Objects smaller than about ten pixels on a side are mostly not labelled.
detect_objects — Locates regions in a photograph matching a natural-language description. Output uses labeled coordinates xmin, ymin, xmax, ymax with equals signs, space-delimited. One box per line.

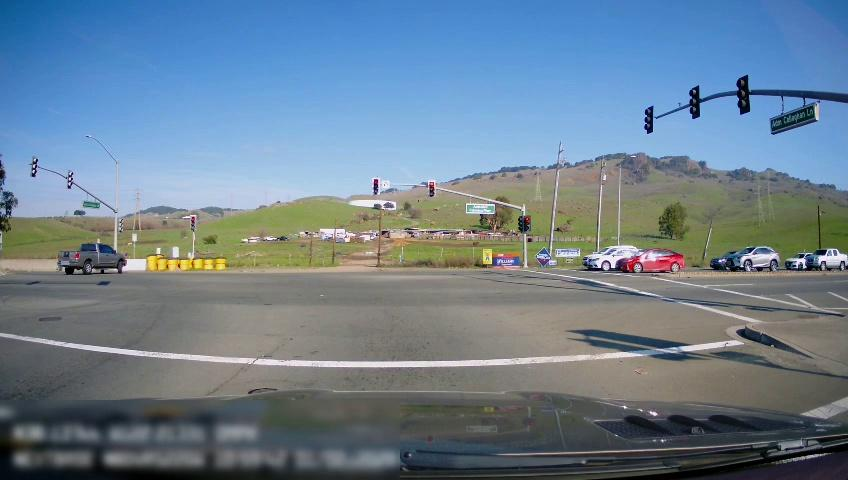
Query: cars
xmin=784 ymin=252 xmax=817 ymax=271
xmin=616 ymin=247 xmax=686 ymax=274
xmin=709 ymin=251 xmax=738 ymax=270
xmin=587 ymin=248 xmax=644 ymax=272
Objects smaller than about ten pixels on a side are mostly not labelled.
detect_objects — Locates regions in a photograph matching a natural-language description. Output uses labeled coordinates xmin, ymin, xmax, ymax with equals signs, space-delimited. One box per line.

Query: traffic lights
xmin=735 ymin=74 xmax=751 ymax=115
xmin=643 ymin=104 xmax=655 ymax=135
xmin=189 ymin=214 xmax=198 ymax=232
xmin=117 ymin=215 xmax=125 ymax=233
xmin=687 ymin=84 xmax=702 ymax=120
xmin=66 ymin=169 xmax=75 ymax=190
xmin=426 ymin=178 xmax=437 ymax=197
xmin=523 ymin=214 xmax=532 ymax=232
xmin=371 ymin=177 xmax=381 ymax=196
xmin=30 ymin=156 xmax=40 ymax=178
xmin=516 ymin=215 xmax=525 ymax=232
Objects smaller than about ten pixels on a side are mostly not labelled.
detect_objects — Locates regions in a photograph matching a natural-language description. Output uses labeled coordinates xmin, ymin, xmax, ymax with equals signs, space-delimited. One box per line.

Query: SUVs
xmin=725 ymin=246 xmax=780 ymax=273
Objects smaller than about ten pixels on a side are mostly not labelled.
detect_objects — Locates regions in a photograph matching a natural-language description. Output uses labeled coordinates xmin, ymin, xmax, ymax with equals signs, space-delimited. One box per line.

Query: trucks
xmin=805 ymin=248 xmax=848 ymax=272
xmin=57 ymin=242 xmax=128 ymax=275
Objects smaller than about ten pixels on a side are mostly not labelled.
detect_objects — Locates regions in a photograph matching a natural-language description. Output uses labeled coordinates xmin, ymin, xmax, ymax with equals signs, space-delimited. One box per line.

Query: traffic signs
xmin=82 ymin=199 xmax=101 ymax=209
xmin=464 ymin=201 xmax=497 ymax=216
xmin=768 ymin=100 xmax=821 ymax=135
